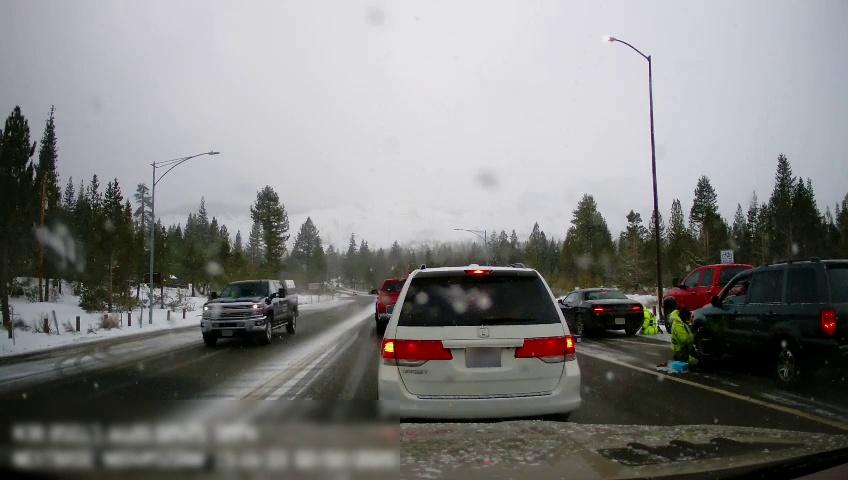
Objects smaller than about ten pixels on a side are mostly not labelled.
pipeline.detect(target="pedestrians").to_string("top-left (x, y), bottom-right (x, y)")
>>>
top-left (667, 306), bottom-right (703, 365)
top-left (641, 310), bottom-right (664, 336)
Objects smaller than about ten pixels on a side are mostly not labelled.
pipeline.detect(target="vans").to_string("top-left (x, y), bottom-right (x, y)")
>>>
top-left (377, 263), bottom-right (582, 423)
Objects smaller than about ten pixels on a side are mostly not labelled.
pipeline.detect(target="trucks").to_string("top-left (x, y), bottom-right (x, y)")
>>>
top-left (200, 279), bottom-right (300, 348)
top-left (374, 277), bottom-right (407, 334)
top-left (662, 263), bottom-right (751, 335)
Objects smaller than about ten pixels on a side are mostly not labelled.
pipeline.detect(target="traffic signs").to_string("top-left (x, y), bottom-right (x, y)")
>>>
top-left (720, 249), bottom-right (735, 264)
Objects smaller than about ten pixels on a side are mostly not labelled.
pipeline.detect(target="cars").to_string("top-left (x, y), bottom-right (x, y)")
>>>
top-left (557, 288), bottom-right (645, 338)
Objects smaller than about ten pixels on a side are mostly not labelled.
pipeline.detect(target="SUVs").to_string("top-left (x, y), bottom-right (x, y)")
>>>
top-left (689, 259), bottom-right (848, 388)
